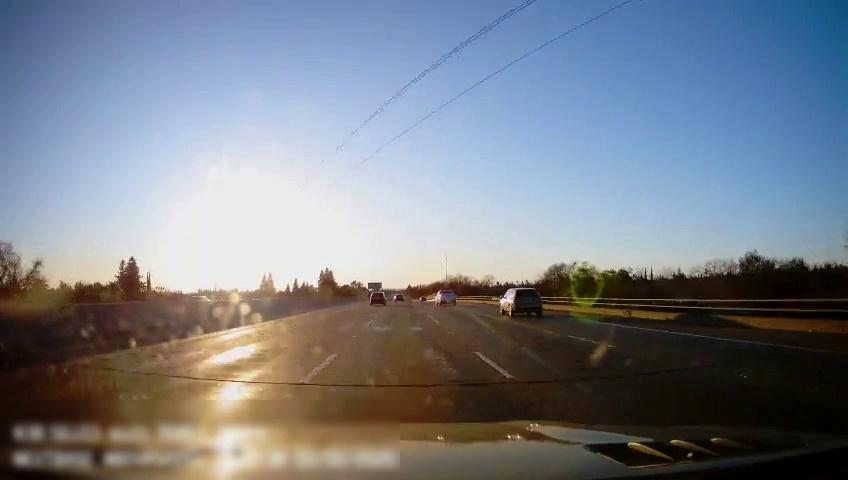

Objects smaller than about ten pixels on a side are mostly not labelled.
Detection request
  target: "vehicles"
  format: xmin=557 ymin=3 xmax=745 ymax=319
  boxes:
xmin=499 ymin=288 xmax=543 ymax=317
xmin=434 ymin=290 xmax=457 ymax=307
xmin=369 ymin=291 xmax=387 ymax=306
xmin=188 ymin=295 xmax=211 ymax=302
xmin=393 ymin=294 xmax=405 ymax=303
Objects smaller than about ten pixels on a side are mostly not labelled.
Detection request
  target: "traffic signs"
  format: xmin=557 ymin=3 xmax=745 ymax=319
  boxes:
xmin=367 ymin=282 xmax=382 ymax=290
